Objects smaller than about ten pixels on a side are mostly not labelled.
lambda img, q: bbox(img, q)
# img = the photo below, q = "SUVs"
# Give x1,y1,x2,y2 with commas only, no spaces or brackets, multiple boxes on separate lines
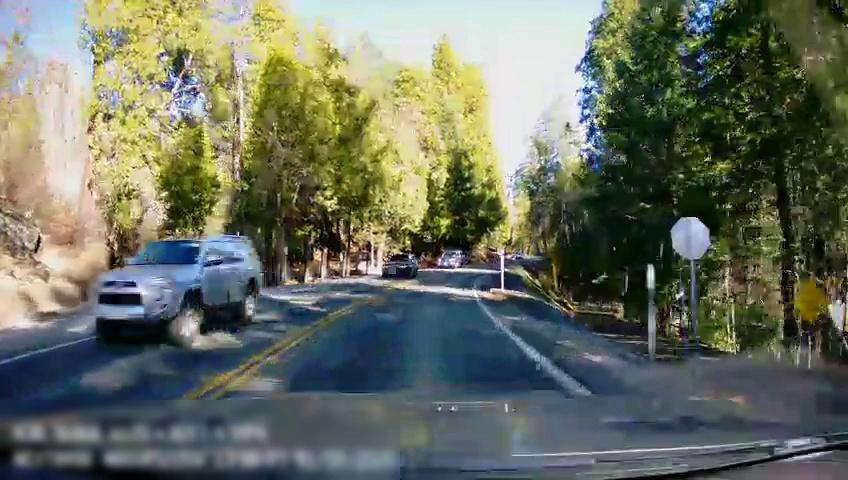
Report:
381,254,418,279
89,236,260,345
436,249,465,269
